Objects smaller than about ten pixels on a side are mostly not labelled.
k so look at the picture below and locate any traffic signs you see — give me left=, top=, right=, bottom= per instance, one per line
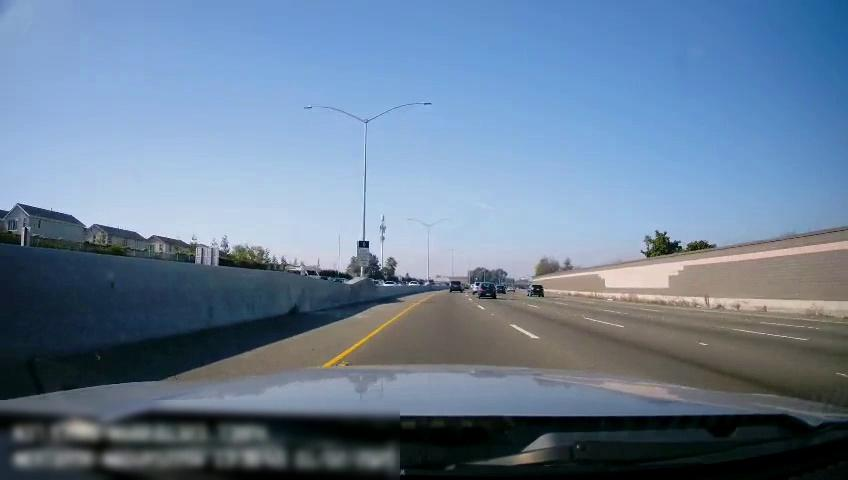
left=357, top=240, right=370, bottom=267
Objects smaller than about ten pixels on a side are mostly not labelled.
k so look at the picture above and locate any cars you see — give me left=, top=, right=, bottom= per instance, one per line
left=409, top=280, right=421, bottom=286
left=383, top=280, right=397, bottom=286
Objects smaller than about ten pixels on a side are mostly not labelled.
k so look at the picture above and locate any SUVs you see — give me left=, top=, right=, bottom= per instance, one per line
left=478, top=283, right=497, bottom=299
left=449, top=280, right=463, bottom=293
left=527, top=285, right=545, bottom=297
left=472, top=283, right=483, bottom=295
